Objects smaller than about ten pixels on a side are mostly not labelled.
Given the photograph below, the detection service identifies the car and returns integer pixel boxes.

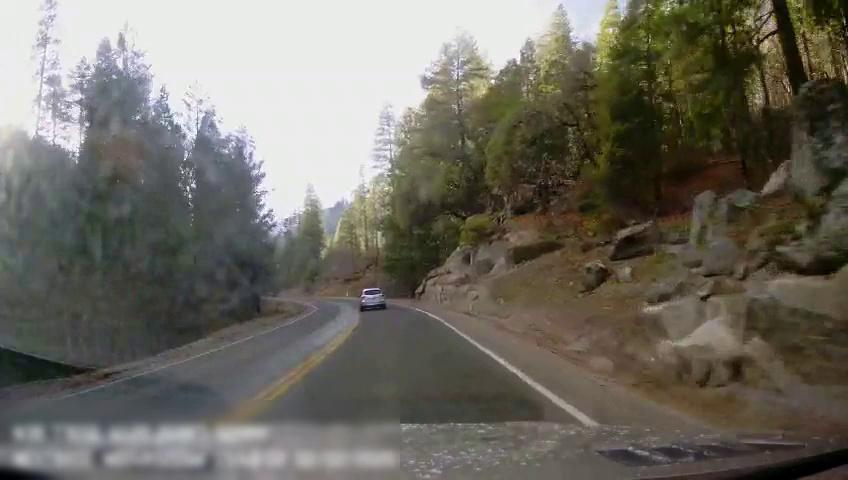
[359,287,386,312]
